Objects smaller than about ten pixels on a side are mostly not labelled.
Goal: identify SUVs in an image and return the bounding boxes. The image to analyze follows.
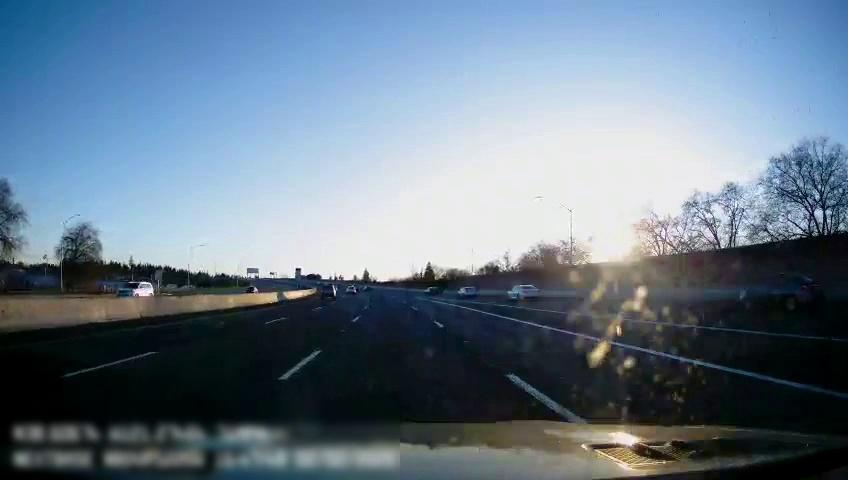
[318,282,335,298]
[117,282,154,298]
[244,286,259,294]
[737,272,824,316]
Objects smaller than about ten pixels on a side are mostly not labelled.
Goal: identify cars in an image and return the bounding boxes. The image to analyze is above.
[426,286,440,295]
[506,285,539,302]
[346,285,357,295]
[458,286,477,298]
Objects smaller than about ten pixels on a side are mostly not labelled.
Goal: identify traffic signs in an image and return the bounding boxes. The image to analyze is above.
[295,268,302,280]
